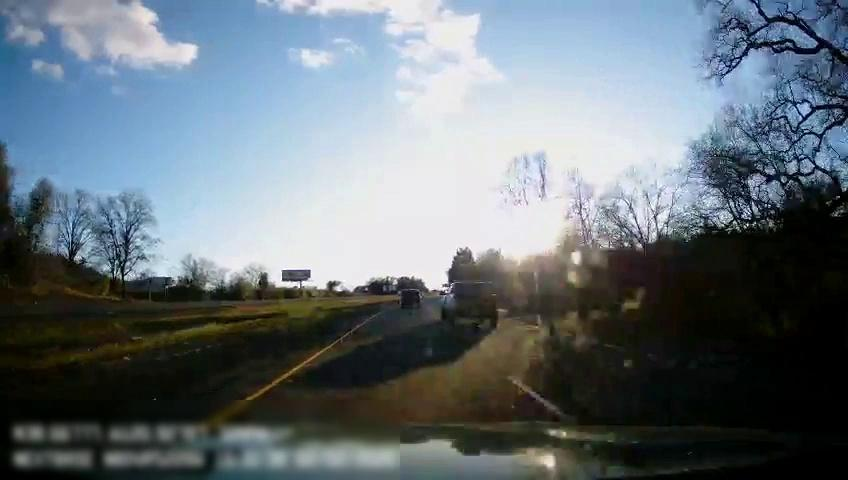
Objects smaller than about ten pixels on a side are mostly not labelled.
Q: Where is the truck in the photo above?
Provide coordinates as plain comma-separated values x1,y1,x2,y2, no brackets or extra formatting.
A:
440,283,498,327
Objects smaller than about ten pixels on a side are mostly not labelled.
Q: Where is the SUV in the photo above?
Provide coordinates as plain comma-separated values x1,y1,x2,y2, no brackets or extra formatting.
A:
400,289,420,308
